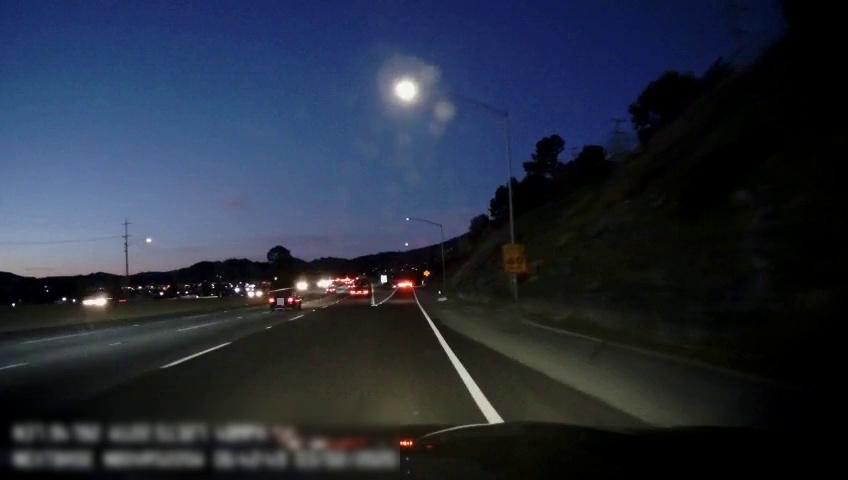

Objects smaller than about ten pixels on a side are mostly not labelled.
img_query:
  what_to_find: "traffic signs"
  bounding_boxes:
[502,243,527,273]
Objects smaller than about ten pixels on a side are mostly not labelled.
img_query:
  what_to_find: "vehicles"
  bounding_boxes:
[349,273,371,297]
[267,288,303,312]
[83,288,128,307]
